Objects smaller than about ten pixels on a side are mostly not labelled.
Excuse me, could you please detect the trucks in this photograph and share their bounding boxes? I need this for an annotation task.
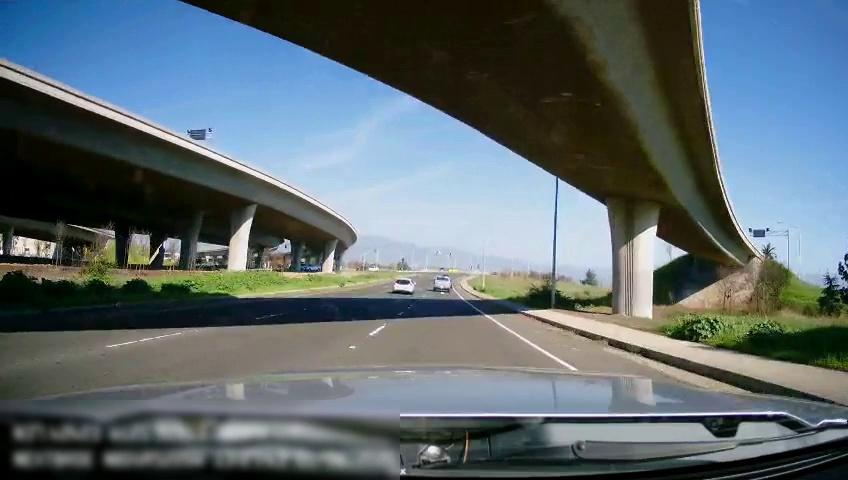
[432,275,452,292]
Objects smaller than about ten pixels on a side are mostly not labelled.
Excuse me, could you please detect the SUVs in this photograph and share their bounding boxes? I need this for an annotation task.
[392,277,416,295]
[303,264,321,273]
